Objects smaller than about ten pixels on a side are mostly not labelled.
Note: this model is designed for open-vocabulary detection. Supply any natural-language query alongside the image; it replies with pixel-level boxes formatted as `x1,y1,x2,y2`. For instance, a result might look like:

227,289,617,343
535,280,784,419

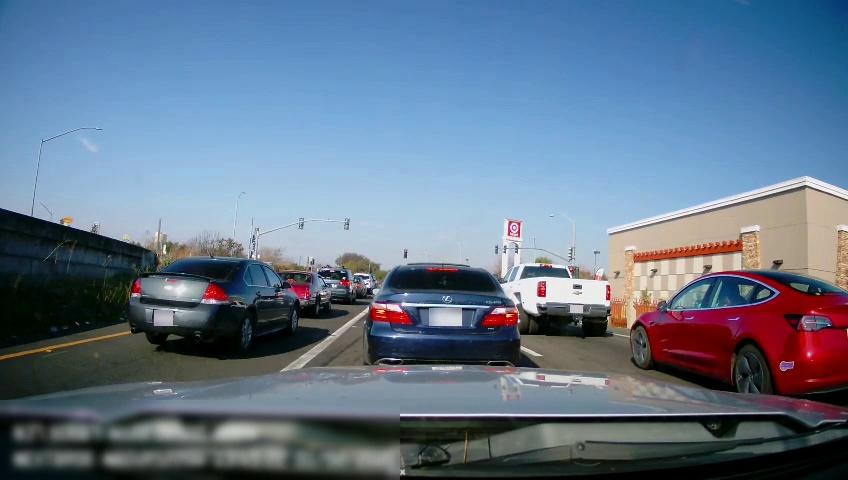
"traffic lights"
297,217,305,230
343,217,350,231
513,242,519,256
403,248,408,260
567,247,573,261
494,244,499,255
502,243,507,255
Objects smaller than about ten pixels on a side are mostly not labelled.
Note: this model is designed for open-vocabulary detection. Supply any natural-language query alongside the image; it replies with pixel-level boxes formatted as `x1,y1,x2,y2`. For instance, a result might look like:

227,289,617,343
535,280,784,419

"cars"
361,262,522,367
267,268,334,320
628,267,848,408
125,254,302,357
350,274,370,300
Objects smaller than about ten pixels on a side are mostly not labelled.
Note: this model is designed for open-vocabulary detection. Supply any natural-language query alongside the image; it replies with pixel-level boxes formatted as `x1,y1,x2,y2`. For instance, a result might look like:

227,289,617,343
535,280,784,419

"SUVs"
353,272,376,296
314,264,359,306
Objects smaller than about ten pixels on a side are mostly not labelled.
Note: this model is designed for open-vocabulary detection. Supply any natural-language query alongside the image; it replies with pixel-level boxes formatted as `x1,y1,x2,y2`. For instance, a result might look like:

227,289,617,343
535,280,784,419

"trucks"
491,263,613,338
